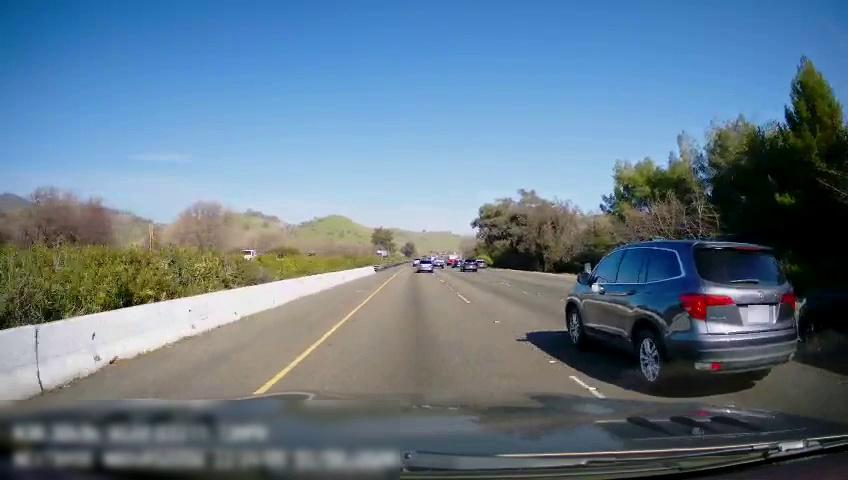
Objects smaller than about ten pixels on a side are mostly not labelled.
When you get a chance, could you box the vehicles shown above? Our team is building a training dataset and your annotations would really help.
[446,255,457,267]
[563,239,804,389]
[451,259,465,269]
[239,249,257,261]
[416,257,434,273]
[459,257,478,273]
[474,259,486,269]
[796,282,848,365]
[430,256,445,270]
[375,249,388,257]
